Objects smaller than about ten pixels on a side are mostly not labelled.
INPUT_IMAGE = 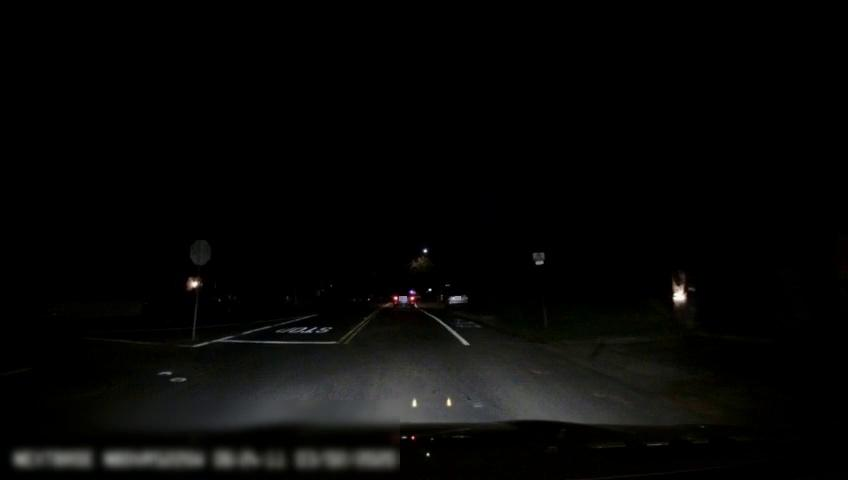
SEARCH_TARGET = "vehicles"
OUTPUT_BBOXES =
[390,287,422,316]
[446,289,470,309]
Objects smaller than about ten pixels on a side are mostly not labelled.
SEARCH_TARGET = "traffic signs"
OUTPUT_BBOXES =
[532,252,545,266]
